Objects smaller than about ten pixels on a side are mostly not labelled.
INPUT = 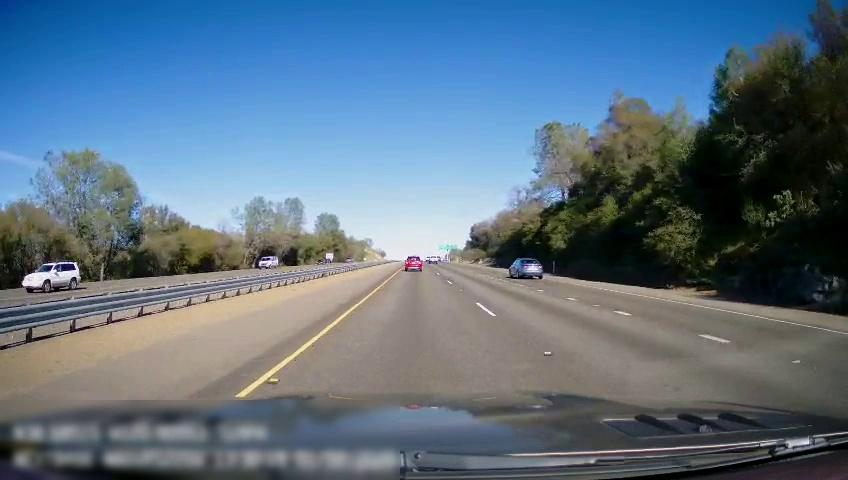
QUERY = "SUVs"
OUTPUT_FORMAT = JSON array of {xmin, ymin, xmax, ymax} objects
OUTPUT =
[
  {"xmin": 257, "ymin": 256, "xmax": 281, "ymax": 270},
  {"xmin": 21, "ymin": 262, "xmax": 81, "ymax": 293}
]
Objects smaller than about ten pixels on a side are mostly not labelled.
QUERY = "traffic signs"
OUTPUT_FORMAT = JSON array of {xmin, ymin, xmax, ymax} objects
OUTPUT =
[{"xmin": 440, "ymin": 244, "xmax": 456, "ymax": 251}]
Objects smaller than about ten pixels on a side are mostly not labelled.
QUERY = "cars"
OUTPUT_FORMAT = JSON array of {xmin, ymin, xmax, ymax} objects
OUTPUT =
[
  {"xmin": 508, "ymin": 258, "xmax": 544, "ymax": 279},
  {"xmin": 404, "ymin": 255, "xmax": 424, "ymax": 272}
]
